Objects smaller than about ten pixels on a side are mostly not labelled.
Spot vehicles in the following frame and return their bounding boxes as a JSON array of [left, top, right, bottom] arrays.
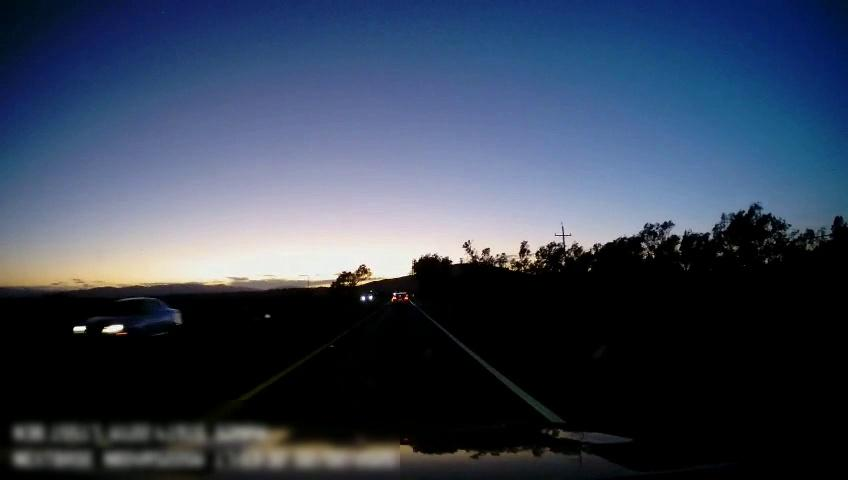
[[71, 296, 184, 344], [359, 292, 375, 303], [391, 291, 409, 306]]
